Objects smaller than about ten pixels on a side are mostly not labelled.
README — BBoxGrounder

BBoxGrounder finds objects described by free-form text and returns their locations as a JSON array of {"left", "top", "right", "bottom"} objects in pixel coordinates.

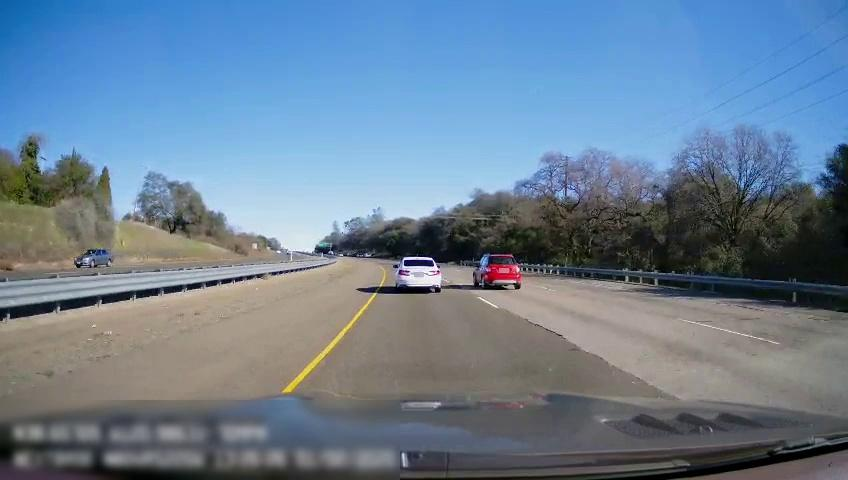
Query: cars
[{"left": 393, "top": 257, "right": 441, "bottom": 293}]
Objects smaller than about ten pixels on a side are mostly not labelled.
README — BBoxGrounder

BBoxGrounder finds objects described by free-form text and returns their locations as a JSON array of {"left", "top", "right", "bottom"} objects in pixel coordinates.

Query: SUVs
[
  {"left": 73, "top": 248, "right": 114, "bottom": 270},
  {"left": 472, "top": 253, "right": 521, "bottom": 291}
]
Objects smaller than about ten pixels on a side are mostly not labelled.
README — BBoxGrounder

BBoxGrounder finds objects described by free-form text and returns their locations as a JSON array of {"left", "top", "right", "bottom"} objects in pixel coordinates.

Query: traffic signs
[{"left": 317, "top": 242, "right": 331, "bottom": 249}]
